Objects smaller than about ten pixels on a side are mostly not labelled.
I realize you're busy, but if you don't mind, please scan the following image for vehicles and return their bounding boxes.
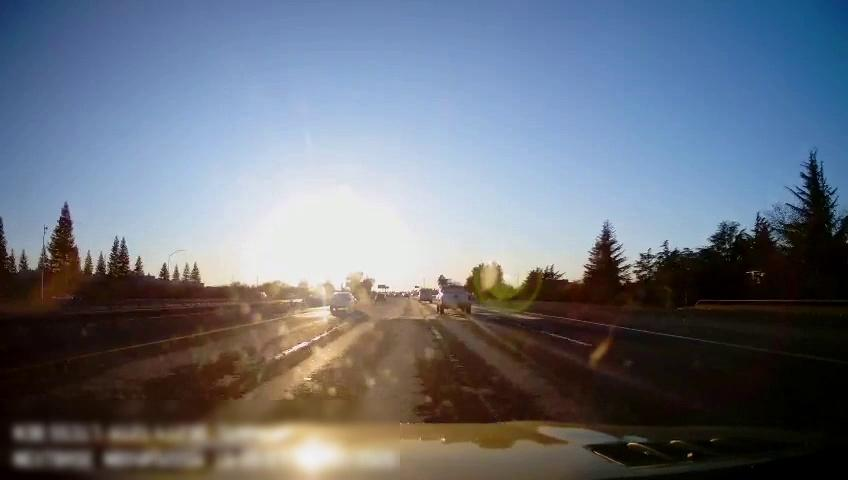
[416,288,434,303]
[374,292,388,302]
[329,291,358,314]
[435,285,473,315]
